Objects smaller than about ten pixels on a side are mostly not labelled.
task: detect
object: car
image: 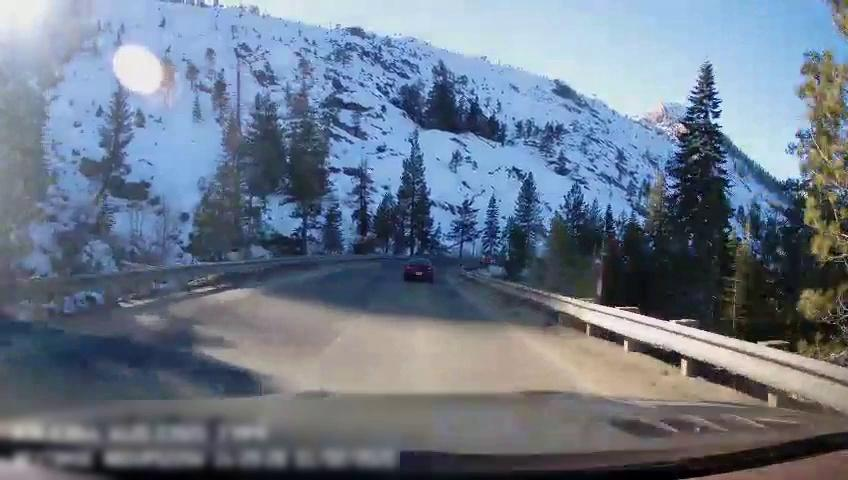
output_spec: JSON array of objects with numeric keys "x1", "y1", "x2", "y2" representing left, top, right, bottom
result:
[{"x1": 403, "y1": 259, "x2": 435, "y2": 282}]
